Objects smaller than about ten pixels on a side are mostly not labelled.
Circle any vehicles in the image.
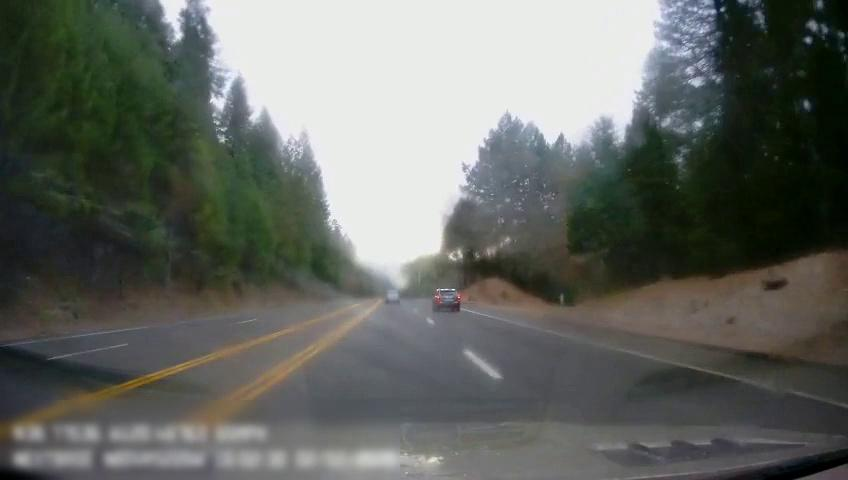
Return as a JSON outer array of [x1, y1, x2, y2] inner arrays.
[[384, 290, 402, 305], [432, 288, 462, 312]]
